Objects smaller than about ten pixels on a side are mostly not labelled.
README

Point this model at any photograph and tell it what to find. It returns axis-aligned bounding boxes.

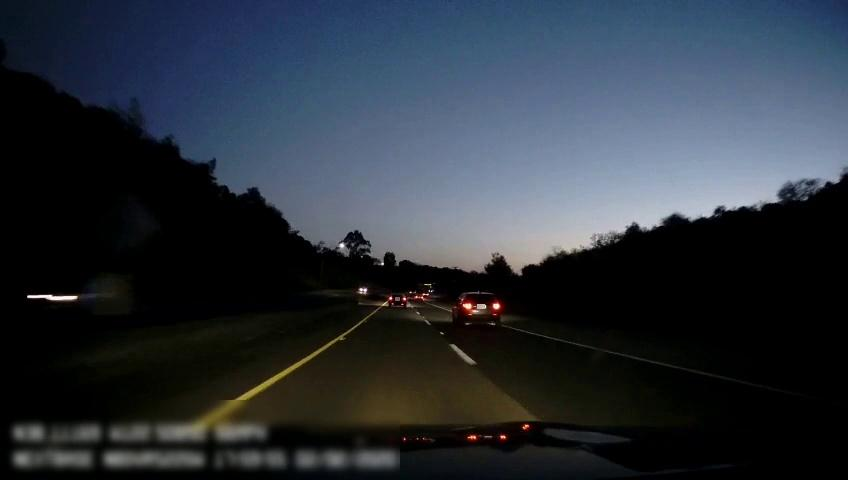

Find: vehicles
[355,285,370,297]
[18,282,113,321]
[452,292,503,328]
[387,292,408,308]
